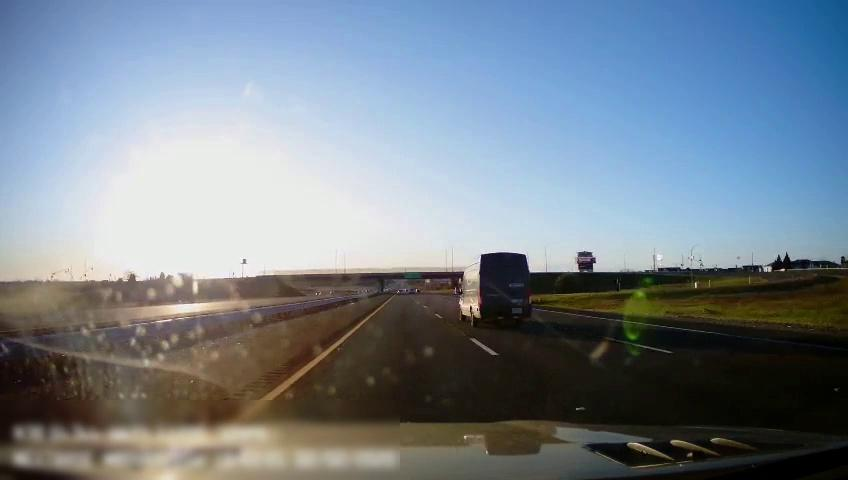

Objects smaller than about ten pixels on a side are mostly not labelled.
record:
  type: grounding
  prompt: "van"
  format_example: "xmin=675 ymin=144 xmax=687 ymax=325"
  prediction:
xmin=455 ymin=252 xmax=532 ymax=330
